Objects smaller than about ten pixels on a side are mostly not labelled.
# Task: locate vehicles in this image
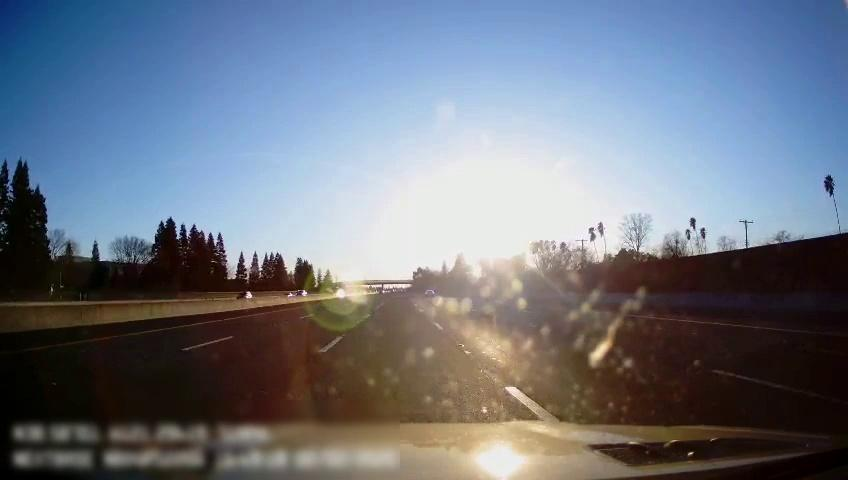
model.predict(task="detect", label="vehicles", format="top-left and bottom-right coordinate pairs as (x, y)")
top-left (296, 290), bottom-right (308, 296)
top-left (424, 289), bottom-right (436, 298)
top-left (237, 290), bottom-right (253, 300)
top-left (284, 291), bottom-right (296, 297)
